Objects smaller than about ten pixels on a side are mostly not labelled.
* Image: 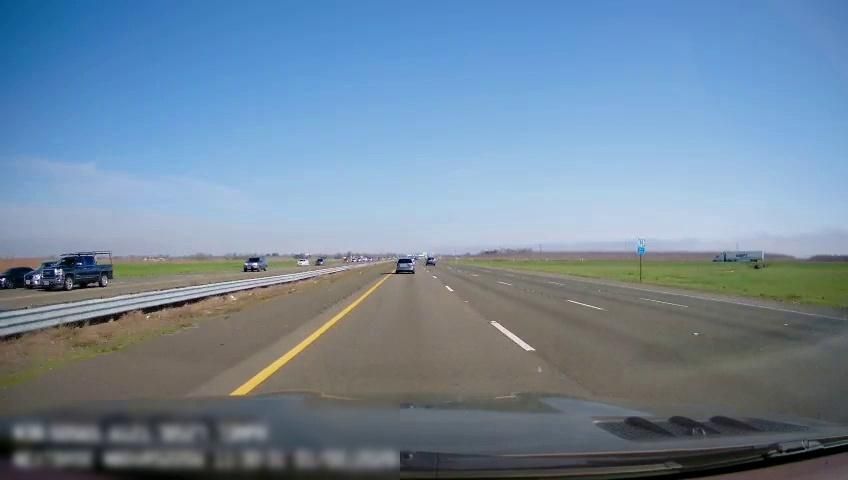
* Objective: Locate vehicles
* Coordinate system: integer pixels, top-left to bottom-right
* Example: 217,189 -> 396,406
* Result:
314,258 -> 327,266
0,267 -> 32,290
32,255 -> 114,292
243,257 -> 267,272
297,258 -> 309,267
24,261 -> 52,288
426,257 -> 436,266
395,257 -> 414,274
